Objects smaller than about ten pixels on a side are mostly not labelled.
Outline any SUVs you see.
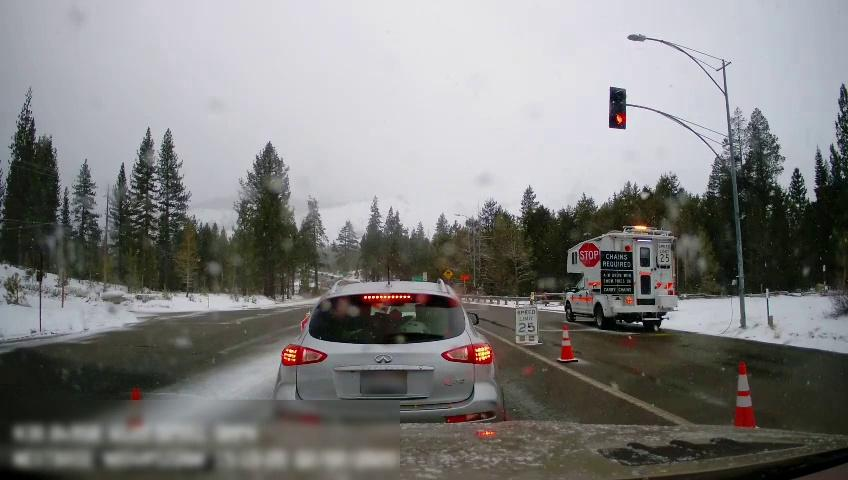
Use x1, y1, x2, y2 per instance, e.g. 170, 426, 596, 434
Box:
274, 278, 504, 424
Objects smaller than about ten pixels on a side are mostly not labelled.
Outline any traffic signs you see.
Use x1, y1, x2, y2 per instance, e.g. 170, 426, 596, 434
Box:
600, 250, 635, 271
458, 274, 471, 282
577, 242, 601, 268
514, 304, 539, 337
600, 269, 634, 295
443, 268, 455, 281
412, 276, 423, 282
299, 312, 314, 332
657, 241, 673, 266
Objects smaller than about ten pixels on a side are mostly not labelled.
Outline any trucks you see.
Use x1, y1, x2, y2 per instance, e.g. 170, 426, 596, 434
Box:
564, 225, 681, 330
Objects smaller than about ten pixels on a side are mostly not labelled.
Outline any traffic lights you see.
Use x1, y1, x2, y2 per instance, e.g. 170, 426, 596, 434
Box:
609, 85, 627, 130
